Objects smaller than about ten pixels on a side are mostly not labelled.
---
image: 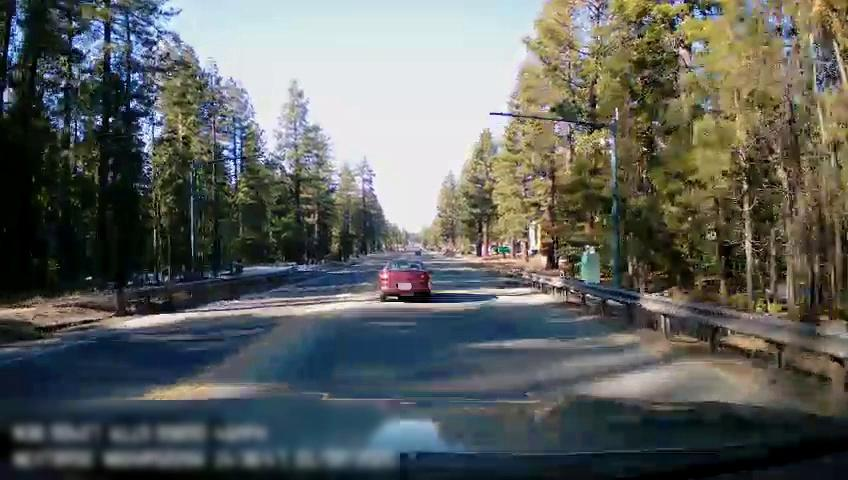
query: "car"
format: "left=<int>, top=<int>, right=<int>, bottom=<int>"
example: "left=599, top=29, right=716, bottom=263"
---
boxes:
left=379, top=255, right=432, bottom=299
